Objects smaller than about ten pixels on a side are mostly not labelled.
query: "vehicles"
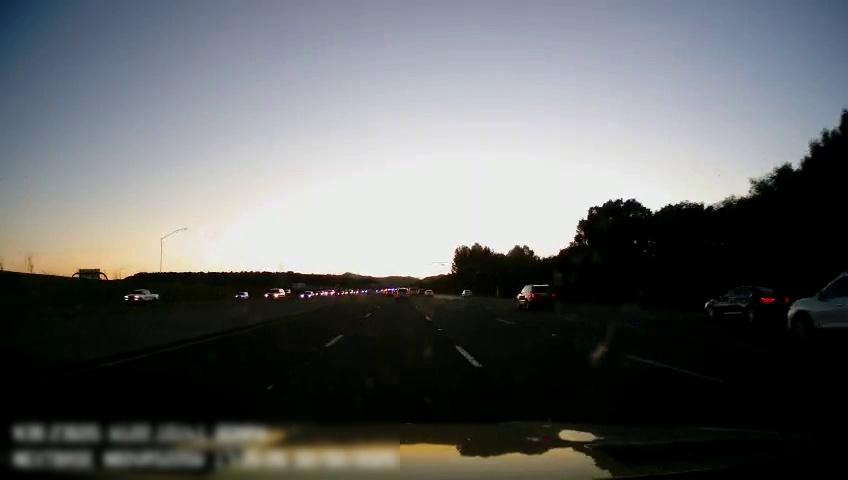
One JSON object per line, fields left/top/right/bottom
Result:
{"left": 396, "top": 287, "right": 409, "bottom": 299}
{"left": 461, "top": 289, "right": 473, "bottom": 298}
{"left": 703, "top": 285, "right": 790, "bottom": 324}
{"left": 234, "top": 291, "right": 249, "bottom": 300}
{"left": 786, "top": 272, "right": 848, "bottom": 346}
{"left": 123, "top": 288, "right": 160, "bottom": 302}
{"left": 423, "top": 289, "right": 435, "bottom": 298}
{"left": 516, "top": 284, "right": 556, "bottom": 311}
{"left": 264, "top": 287, "right": 286, "bottom": 299}
{"left": 299, "top": 290, "right": 315, "bottom": 299}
